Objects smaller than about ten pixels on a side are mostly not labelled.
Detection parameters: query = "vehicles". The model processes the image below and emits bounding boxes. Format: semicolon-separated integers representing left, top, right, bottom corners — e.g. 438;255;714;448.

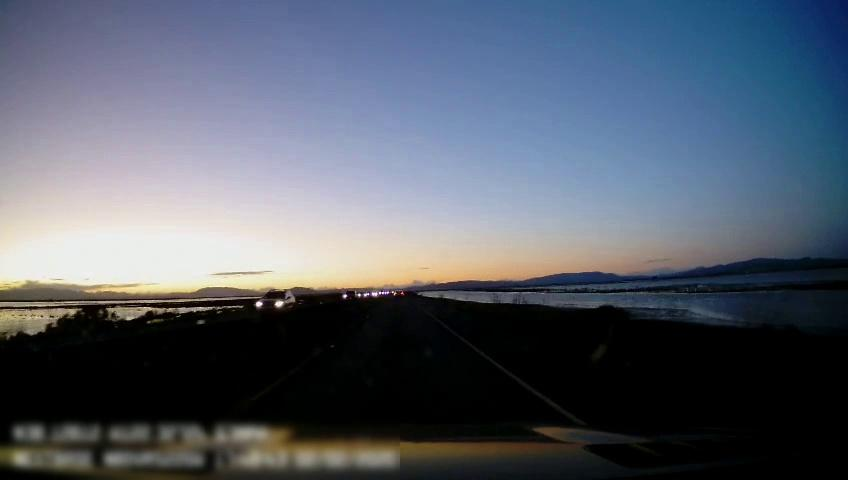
356;291;370;299
341;290;356;301
255;288;296;312
393;289;405;298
